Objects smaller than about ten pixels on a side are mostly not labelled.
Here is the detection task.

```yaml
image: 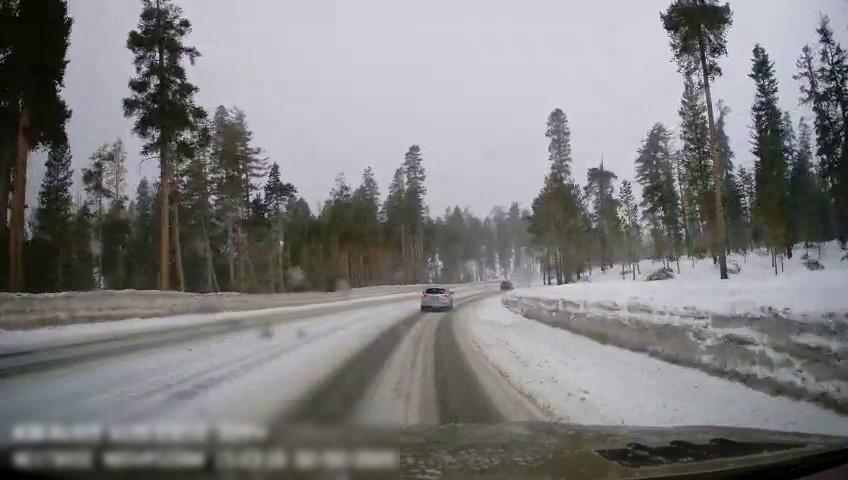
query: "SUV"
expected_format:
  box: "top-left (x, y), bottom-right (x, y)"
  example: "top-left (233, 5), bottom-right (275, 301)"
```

top-left (420, 286), bottom-right (454, 312)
